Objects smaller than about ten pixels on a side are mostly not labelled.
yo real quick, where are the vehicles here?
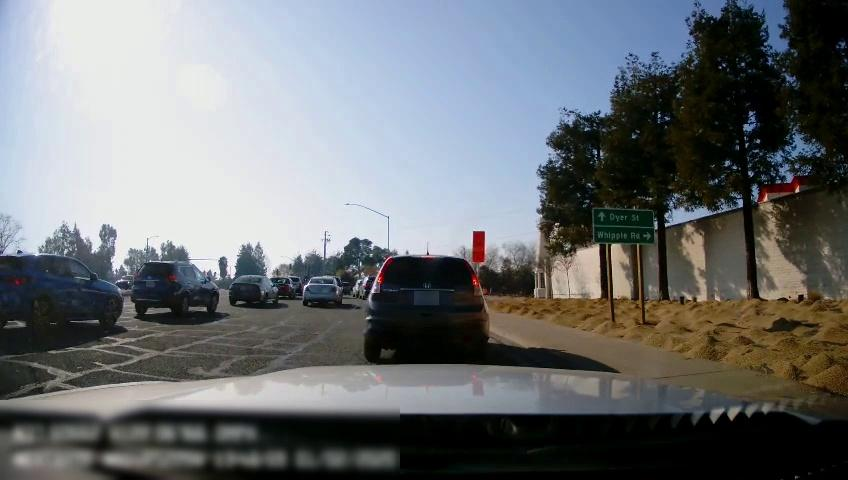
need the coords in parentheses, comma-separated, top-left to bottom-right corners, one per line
(0, 256, 124, 335)
(350, 279, 364, 297)
(266, 276, 297, 300)
(227, 275, 279, 306)
(363, 255, 490, 363)
(302, 276, 344, 308)
(289, 276, 304, 296)
(340, 281, 354, 296)
(113, 274, 135, 290)
(359, 276, 376, 300)
(131, 261, 220, 320)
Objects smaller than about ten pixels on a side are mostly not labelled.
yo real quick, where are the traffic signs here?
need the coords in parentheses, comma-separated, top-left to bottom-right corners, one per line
(591, 207, 657, 245)
(471, 230, 485, 263)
